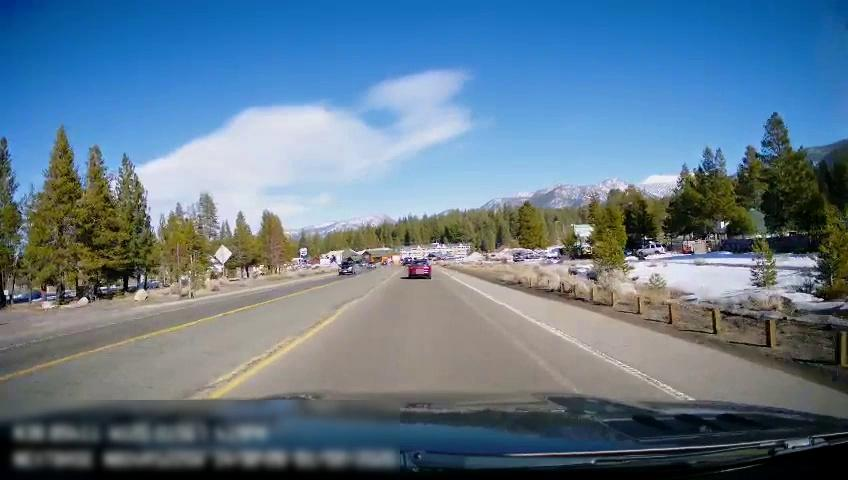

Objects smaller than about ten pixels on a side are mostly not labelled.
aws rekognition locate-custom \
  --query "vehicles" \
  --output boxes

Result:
[338,261,359,275]
[635,242,665,260]
[401,257,413,265]
[408,260,433,279]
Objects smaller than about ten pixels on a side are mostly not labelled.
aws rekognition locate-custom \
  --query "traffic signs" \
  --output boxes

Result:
[574,224,593,236]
